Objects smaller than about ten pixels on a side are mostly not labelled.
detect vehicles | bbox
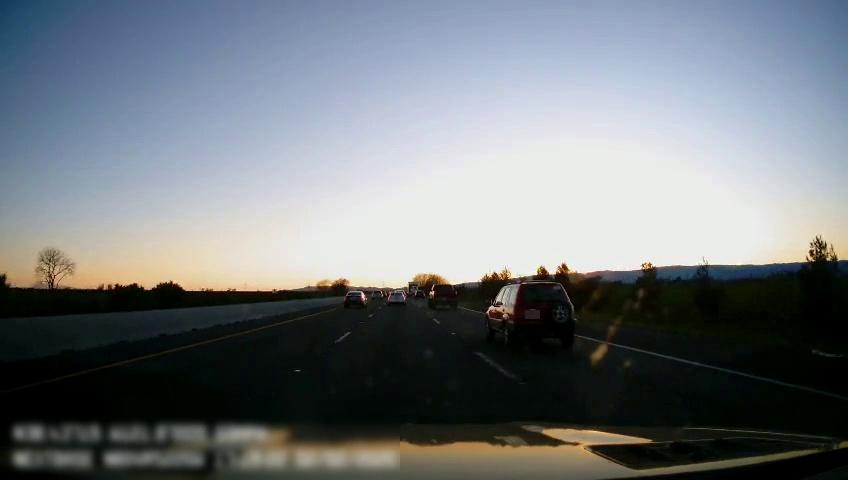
[387,291,407,306]
[415,290,426,300]
[407,281,419,297]
[371,289,384,301]
[428,284,457,310]
[484,278,578,349]
[343,290,368,310]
